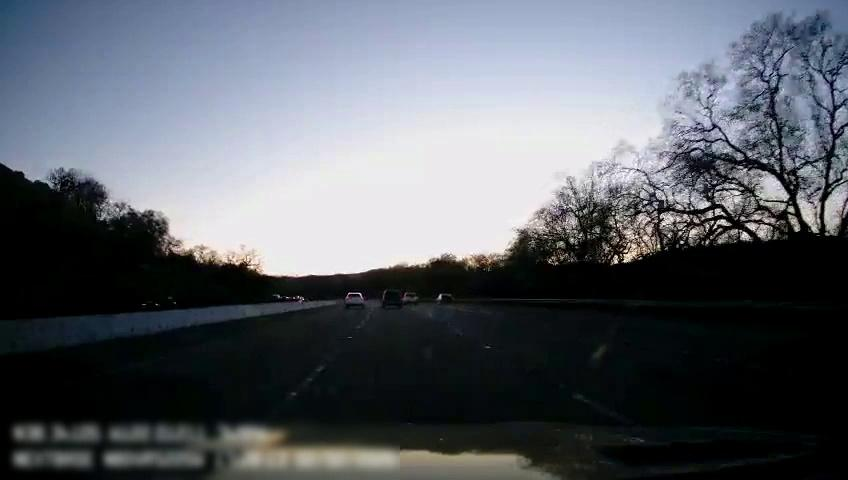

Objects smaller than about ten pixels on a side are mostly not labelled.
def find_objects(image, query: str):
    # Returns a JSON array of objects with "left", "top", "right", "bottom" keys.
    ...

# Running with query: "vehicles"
[
  {"left": 382, "top": 290, "right": 404, "bottom": 310},
  {"left": 402, "top": 292, "right": 418, "bottom": 306},
  {"left": 141, "top": 293, "right": 176, "bottom": 311},
  {"left": 436, "top": 293, "right": 452, "bottom": 306},
  {"left": 345, "top": 292, "right": 365, "bottom": 310}
]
